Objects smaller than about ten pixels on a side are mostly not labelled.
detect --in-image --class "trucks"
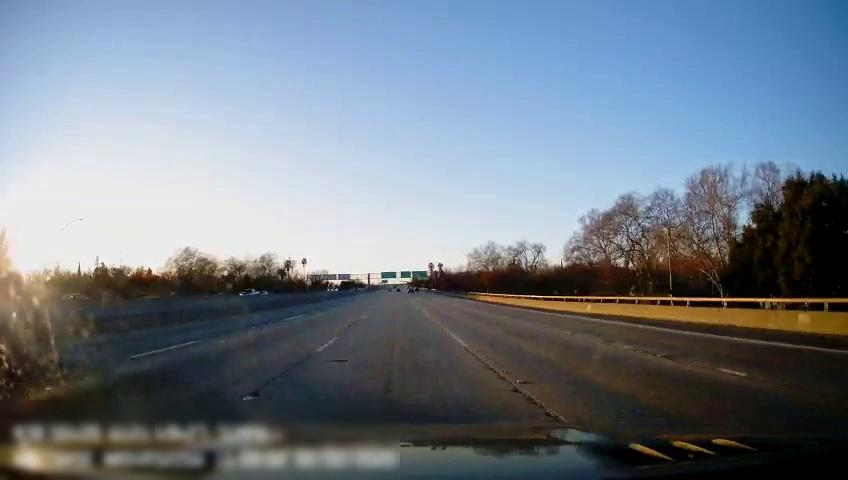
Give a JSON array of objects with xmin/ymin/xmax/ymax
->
[{"xmin": 239, "ymin": 289, "xmax": 259, "ymax": 297}]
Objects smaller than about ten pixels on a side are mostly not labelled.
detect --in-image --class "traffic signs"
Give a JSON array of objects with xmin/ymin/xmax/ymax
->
[
  {"xmin": 400, "ymin": 271, "xmax": 411, "ymax": 278},
  {"xmin": 381, "ymin": 272, "xmax": 396, "ymax": 278},
  {"xmin": 412, "ymin": 271, "xmax": 427, "ymax": 278}
]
